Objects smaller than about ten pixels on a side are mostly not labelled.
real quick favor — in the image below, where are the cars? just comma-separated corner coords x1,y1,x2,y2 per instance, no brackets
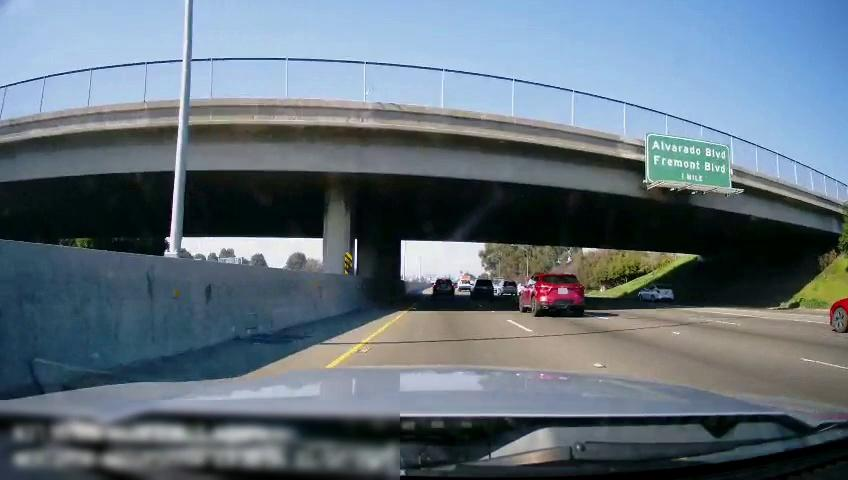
496,279,519,297
829,297,848,334
638,282,674,304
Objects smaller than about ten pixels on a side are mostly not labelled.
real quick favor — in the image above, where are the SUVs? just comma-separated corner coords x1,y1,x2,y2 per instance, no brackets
469,279,494,298
432,278,456,299
518,272,586,319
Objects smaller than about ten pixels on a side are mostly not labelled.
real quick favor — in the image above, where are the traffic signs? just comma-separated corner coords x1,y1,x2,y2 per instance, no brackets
644,132,732,189
343,249,354,277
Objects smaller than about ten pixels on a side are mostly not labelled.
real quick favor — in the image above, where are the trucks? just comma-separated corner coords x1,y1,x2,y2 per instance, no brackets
457,277,472,292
